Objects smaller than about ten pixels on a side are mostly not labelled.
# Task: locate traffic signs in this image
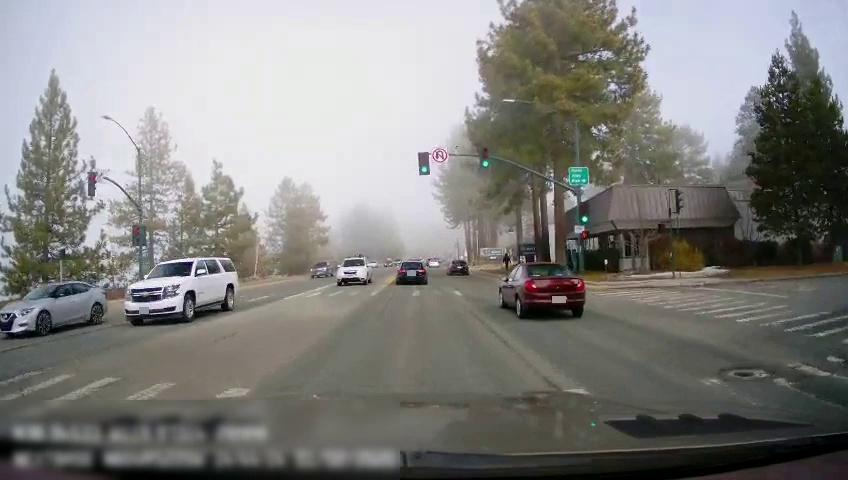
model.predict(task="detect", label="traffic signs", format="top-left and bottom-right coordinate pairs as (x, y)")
top-left (432, 143), bottom-right (448, 166)
top-left (569, 166), bottom-right (592, 187)
top-left (574, 226), bottom-right (585, 233)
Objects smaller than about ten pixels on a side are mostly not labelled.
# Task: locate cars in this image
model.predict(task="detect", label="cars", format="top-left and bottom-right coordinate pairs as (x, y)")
top-left (448, 260), bottom-right (469, 276)
top-left (428, 257), bottom-right (440, 268)
top-left (0, 281), bottom-right (106, 337)
top-left (496, 261), bottom-right (586, 320)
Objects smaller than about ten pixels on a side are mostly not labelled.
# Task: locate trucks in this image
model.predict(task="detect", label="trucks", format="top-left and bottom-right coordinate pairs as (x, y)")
top-left (310, 260), bottom-right (335, 277)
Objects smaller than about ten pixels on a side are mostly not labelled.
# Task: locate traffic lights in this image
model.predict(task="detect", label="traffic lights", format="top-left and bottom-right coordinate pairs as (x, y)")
top-left (417, 151), bottom-right (431, 176)
top-left (675, 190), bottom-right (684, 213)
top-left (131, 226), bottom-right (139, 245)
top-left (142, 229), bottom-right (149, 246)
top-left (87, 172), bottom-right (97, 198)
top-left (480, 146), bottom-right (490, 169)
top-left (579, 201), bottom-right (592, 226)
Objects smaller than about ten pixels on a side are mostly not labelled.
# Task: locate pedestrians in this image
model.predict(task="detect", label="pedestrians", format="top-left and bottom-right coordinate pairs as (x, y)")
top-left (503, 253), bottom-right (510, 272)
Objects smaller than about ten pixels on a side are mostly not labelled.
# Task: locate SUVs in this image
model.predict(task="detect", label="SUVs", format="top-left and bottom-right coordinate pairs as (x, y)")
top-left (124, 257), bottom-right (239, 326)
top-left (396, 260), bottom-right (427, 286)
top-left (336, 258), bottom-right (371, 287)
